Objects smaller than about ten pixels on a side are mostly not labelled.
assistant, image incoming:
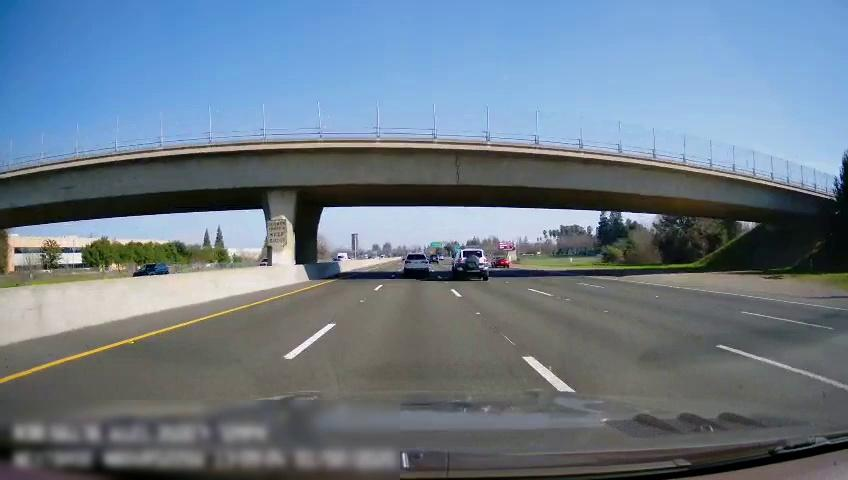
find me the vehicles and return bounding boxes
[491,256,510,269]
[402,252,431,278]
[132,262,169,277]
[428,254,440,264]
[336,252,349,261]
[451,248,492,283]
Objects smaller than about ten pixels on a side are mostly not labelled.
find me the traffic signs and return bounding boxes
[430,242,441,249]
